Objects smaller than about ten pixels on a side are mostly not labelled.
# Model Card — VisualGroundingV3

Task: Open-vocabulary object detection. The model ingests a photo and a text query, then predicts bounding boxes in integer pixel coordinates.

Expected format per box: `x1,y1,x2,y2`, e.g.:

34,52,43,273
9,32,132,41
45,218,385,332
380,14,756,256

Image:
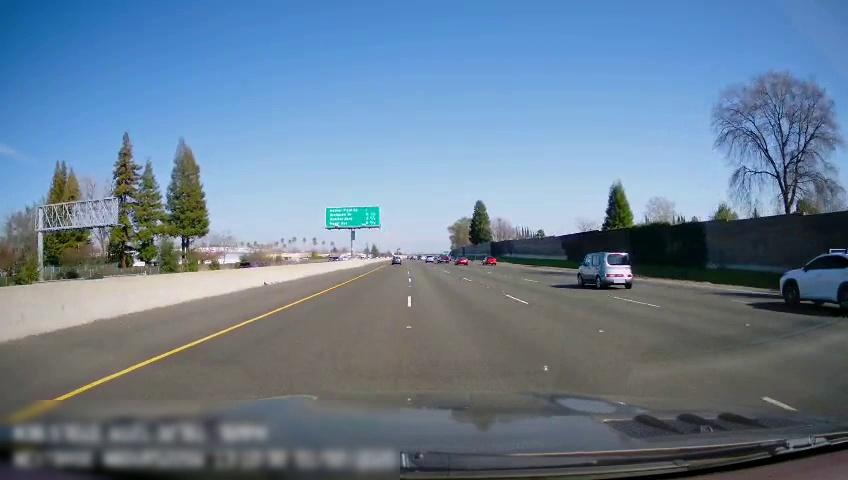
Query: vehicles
238,262,256,269
576,252,633,290
778,253,848,315
391,255,402,265
454,255,469,265
481,256,496,266
424,255,435,264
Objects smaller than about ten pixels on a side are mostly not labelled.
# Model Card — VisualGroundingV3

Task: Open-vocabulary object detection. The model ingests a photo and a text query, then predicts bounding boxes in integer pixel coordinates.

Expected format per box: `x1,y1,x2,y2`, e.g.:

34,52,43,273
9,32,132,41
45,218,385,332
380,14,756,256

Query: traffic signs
324,207,381,228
